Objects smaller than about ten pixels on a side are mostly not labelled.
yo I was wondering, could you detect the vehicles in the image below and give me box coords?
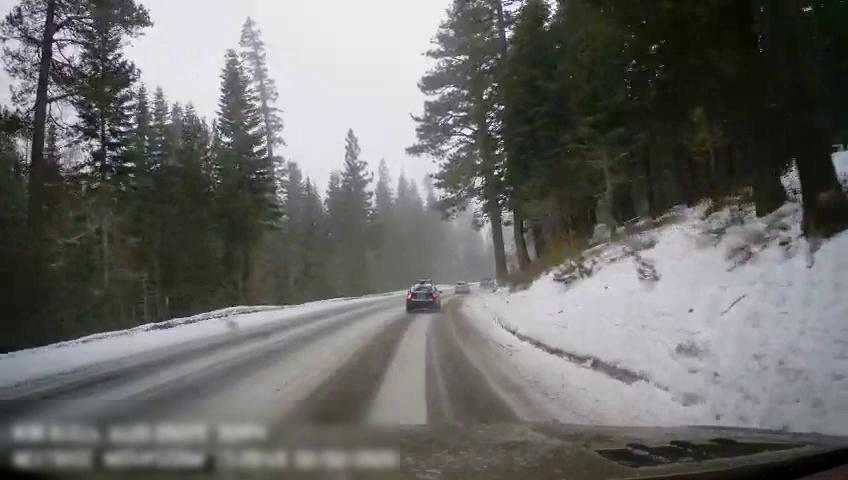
[406,279,443,312]
[454,281,470,294]
[480,277,494,288]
